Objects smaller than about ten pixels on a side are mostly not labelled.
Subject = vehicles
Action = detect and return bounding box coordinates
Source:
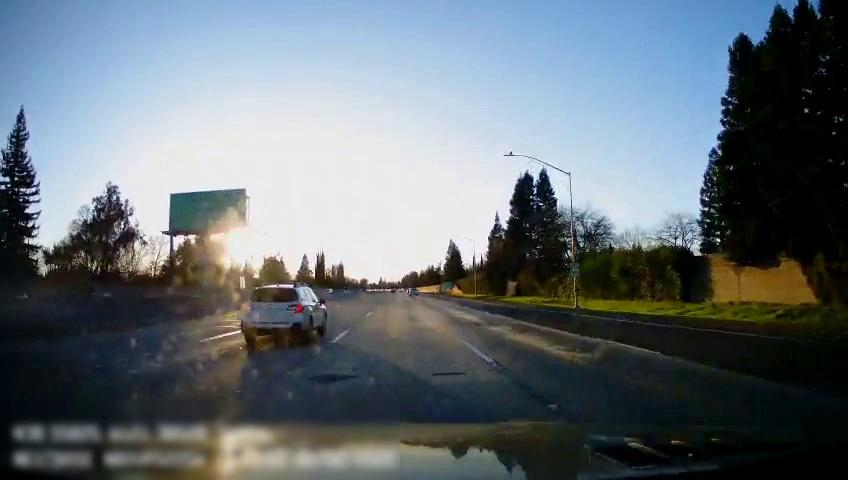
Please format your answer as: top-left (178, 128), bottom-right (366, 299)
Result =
top-left (239, 285), bottom-right (328, 347)
top-left (408, 287), bottom-right (420, 297)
